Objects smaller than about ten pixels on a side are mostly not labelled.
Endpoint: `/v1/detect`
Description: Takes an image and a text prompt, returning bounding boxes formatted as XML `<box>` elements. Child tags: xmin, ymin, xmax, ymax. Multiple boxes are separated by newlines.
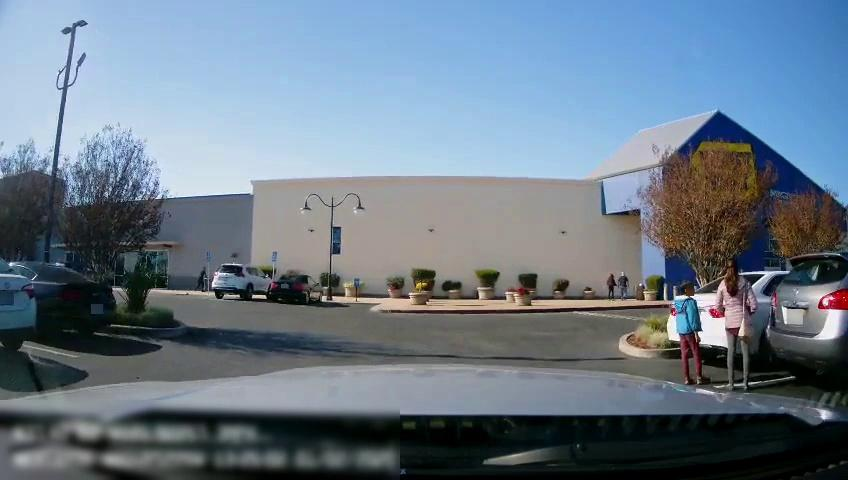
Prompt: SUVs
<box><xmin>764</xmin><ymin>250</ymin><xmax>848</xmax><ymax>389</ymax></box>
<box><xmin>211</xmin><ymin>263</ymin><xmax>272</xmax><ymax>301</ymax></box>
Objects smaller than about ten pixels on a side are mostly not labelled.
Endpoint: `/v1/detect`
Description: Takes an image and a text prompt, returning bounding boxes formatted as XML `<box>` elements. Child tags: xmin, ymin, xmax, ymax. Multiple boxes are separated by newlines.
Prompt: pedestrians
<box><xmin>673</xmin><ymin>281</ymin><xmax>712</xmax><ymax>386</ymax></box>
<box><xmin>617</xmin><ymin>272</ymin><xmax>629</xmax><ymax>301</ymax></box>
<box><xmin>607</xmin><ymin>273</ymin><xmax>616</xmax><ymax>299</ymax></box>
<box><xmin>715</xmin><ymin>259</ymin><xmax>760</xmax><ymax>393</ymax></box>
<box><xmin>197</xmin><ymin>267</ymin><xmax>206</xmax><ymax>292</ymax></box>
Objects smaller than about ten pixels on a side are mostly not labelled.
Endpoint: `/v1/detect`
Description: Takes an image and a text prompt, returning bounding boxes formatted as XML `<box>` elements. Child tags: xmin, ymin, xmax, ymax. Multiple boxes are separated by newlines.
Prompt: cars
<box><xmin>0</xmin><ymin>260</ymin><xmax>112</xmax><ymax>344</ymax></box>
<box><xmin>667</xmin><ymin>271</ymin><xmax>801</xmax><ymax>370</ymax></box>
<box><xmin>272</xmin><ymin>272</ymin><xmax>323</xmax><ymax>305</ymax></box>
<box><xmin>0</xmin><ymin>256</ymin><xmax>39</xmax><ymax>352</ymax></box>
